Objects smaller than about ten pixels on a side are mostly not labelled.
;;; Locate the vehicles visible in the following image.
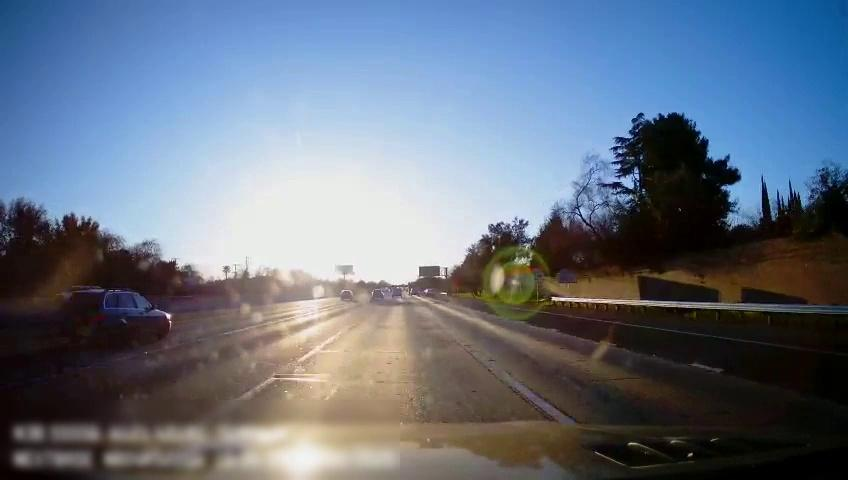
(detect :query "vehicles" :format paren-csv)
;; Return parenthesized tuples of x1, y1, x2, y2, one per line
(339, 289, 354, 301)
(371, 288, 386, 300)
(56, 284, 102, 300)
(57, 289, 173, 354)
(391, 286, 403, 297)
(409, 287, 420, 297)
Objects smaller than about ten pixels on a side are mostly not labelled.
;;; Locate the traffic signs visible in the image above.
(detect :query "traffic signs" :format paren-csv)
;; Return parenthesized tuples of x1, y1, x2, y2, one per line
(418, 265, 440, 277)
(450, 276, 461, 288)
